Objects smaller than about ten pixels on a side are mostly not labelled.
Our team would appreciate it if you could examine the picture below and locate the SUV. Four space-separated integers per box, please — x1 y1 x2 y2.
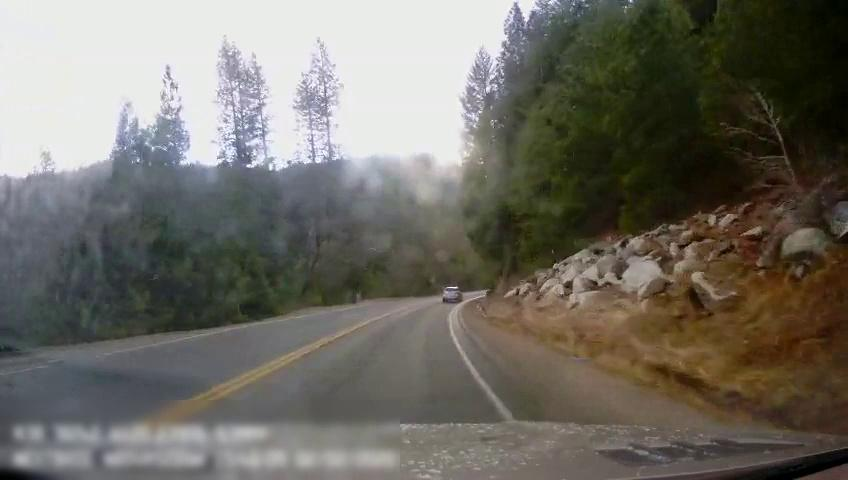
442 286 463 303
